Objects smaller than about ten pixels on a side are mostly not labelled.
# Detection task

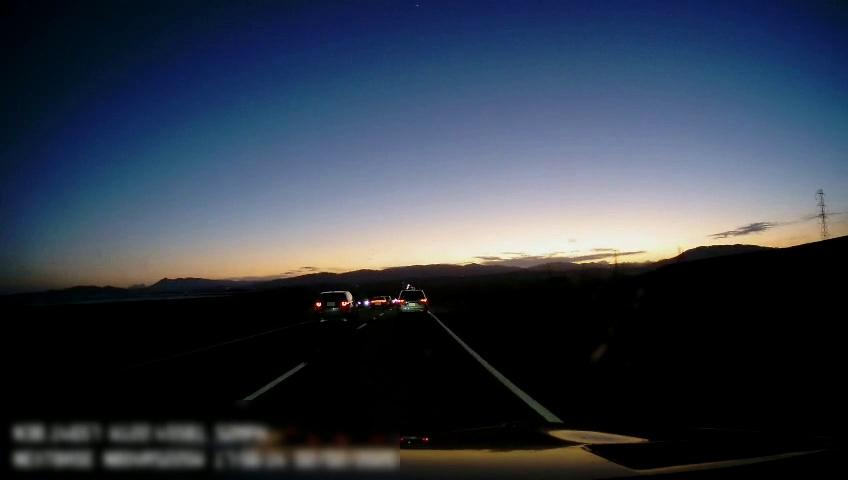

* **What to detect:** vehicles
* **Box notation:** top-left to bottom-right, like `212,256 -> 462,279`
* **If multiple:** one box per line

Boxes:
370,297 -> 390,310
378,295 -> 392,303
314,290 -> 359,328
397,289 -> 429,320
358,297 -> 370,307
